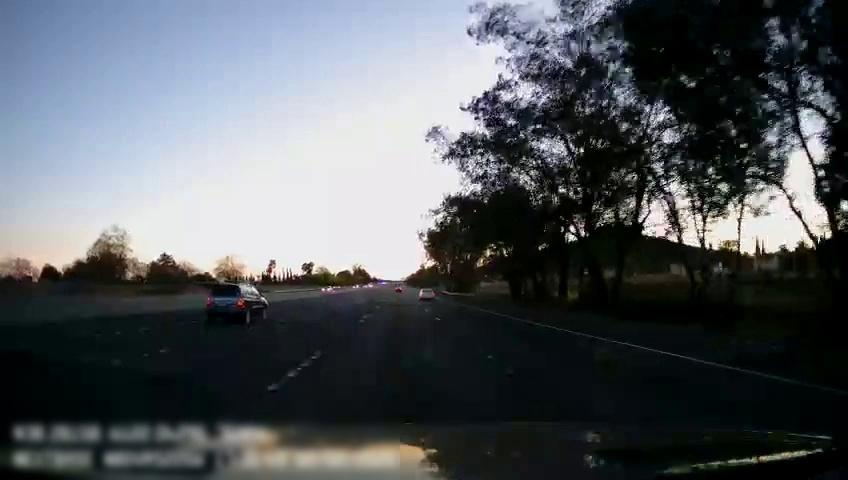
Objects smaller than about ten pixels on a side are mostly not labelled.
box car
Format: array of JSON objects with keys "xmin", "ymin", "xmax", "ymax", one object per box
[{"xmin": 419, "ymin": 288, "xmax": 435, "ymax": 301}]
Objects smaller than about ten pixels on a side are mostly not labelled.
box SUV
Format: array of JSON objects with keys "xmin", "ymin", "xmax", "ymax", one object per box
[{"xmin": 205, "ymin": 283, "xmax": 269, "ymax": 324}]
